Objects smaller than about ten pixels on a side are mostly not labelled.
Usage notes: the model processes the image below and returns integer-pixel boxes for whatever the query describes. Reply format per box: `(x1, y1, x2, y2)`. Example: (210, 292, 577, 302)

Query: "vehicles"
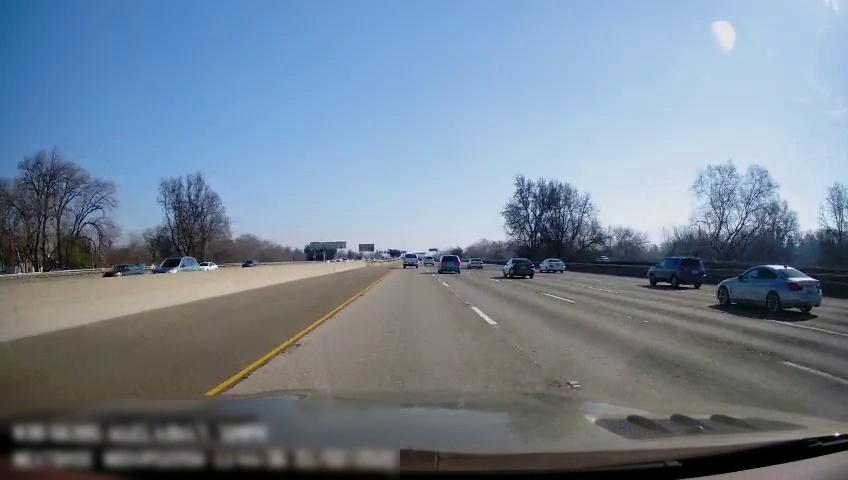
(646, 256, 707, 290)
(593, 254, 612, 262)
(152, 255, 201, 275)
(423, 257, 435, 266)
(715, 264, 824, 317)
(503, 258, 536, 280)
(437, 254, 461, 275)
(242, 260, 258, 268)
(401, 253, 419, 269)
(467, 256, 484, 270)
(102, 263, 146, 279)
(197, 261, 219, 272)
(538, 257, 567, 273)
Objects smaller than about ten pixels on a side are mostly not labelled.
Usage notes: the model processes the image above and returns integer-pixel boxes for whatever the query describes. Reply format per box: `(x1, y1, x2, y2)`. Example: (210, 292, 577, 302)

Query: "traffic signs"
(309, 241, 322, 249)
(324, 241, 347, 249)
(358, 243, 375, 252)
